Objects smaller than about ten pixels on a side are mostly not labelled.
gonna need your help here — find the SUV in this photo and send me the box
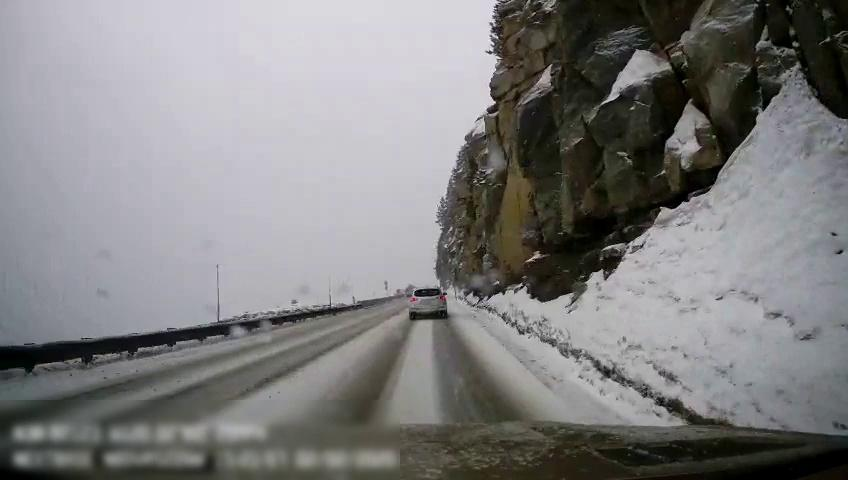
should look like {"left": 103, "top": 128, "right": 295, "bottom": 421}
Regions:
{"left": 406, "top": 286, "right": 449, "bottom": 321}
